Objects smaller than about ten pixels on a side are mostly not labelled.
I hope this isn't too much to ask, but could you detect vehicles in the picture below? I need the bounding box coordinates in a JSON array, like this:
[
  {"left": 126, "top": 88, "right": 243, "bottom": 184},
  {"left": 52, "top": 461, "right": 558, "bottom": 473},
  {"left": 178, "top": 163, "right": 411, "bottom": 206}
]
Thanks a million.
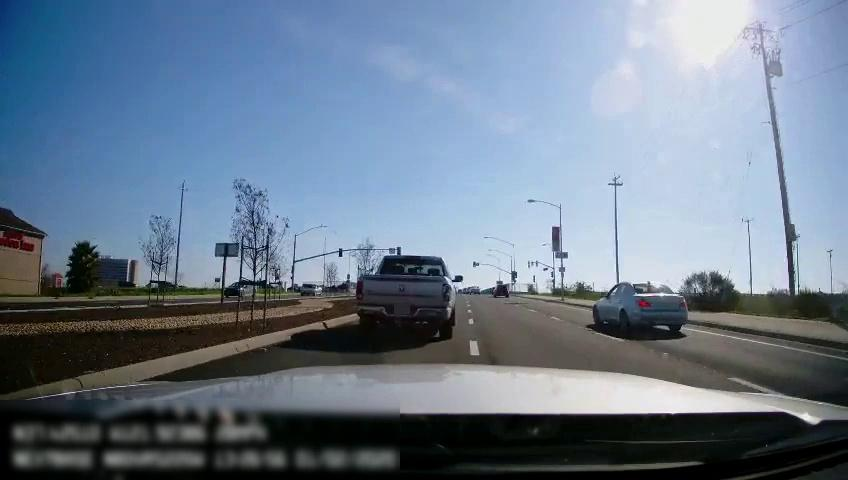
[
  {"left": 468, "top": 286, "right": 481, "bottom": 296},
  {"left": 300, "top": 283, "right": 323, "bottom": 297},
  {"left": 354, "top": 255, "right": 464, "bottom": 342},
  {"left": 493, "top": 285, "right": 509, "bottom": 298},
  {"left": 592, "top": 281, "right": 689, "bottom": 338},
  {"left": 144, "top": 280, "right": 178, "bottom": 290},
  {"left": 224, "top": 280, "right": 258, "bottom": 299}
]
